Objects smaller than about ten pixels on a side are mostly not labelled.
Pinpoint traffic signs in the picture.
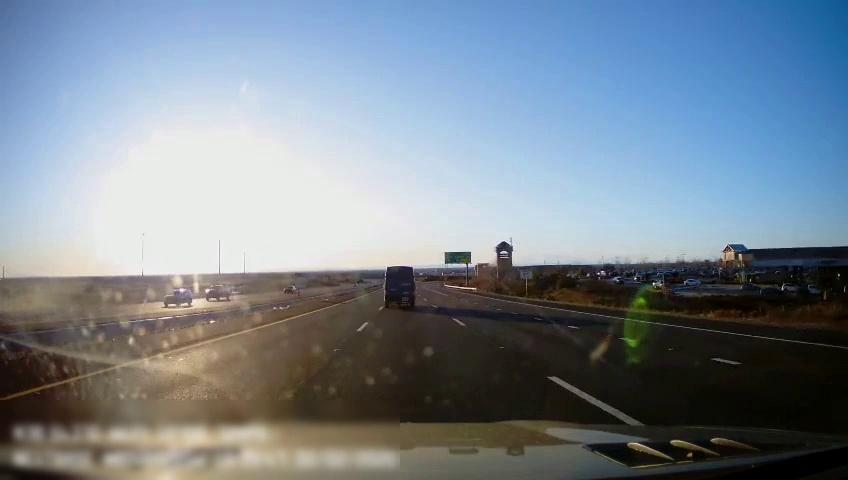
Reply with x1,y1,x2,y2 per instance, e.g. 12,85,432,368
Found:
444,251,472,264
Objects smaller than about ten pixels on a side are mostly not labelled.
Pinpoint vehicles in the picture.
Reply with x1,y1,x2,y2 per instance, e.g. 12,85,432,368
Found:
781,282,799,293
205,284,232,302
612,277,625,284
807,285,821,295
652,279,670,290
384,266,414,308
740,283,760,292
283,284,297,295
684,278,701,286
163,287,193,309
760,287,782,295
